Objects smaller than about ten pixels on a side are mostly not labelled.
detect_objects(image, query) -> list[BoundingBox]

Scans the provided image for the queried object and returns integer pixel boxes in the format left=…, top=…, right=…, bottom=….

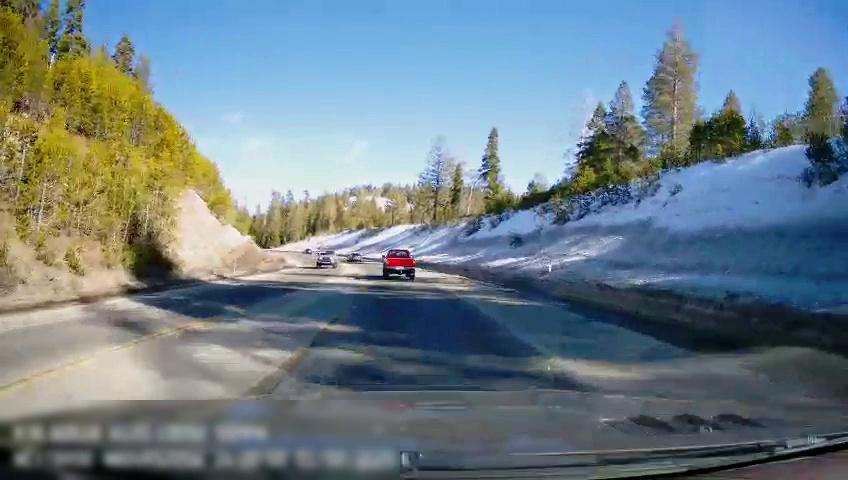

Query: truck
left=381, top=248, right=416, bottom=280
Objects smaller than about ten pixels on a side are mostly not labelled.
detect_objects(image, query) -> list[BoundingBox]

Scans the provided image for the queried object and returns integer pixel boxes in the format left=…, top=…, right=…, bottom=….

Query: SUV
left=314, top=248, right=338, bottom=269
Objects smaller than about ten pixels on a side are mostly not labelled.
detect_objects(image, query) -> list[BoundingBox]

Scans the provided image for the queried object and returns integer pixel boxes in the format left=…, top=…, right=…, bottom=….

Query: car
left=345, top=252, right=362, bottom=264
